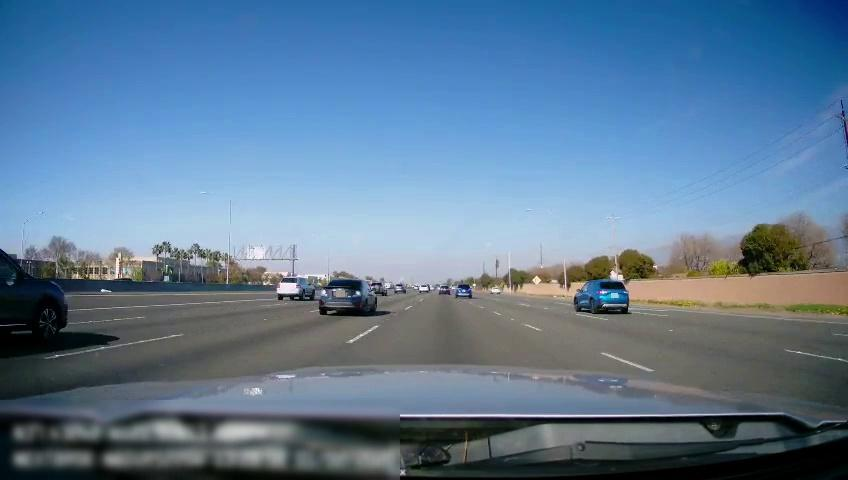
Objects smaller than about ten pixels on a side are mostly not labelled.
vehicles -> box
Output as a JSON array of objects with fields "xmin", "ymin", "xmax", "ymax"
[
  {"xmin": 455, "ymin": 284, "xmax": 473, "ymax": 299},
  {"xmin": 0, "ymin": 247, "xmax": 69, "ymax": 344},
  {"xmin": 489, "ymin": 287, "xmax": 501, "ymax": 295},
  {"xmin": 394, "ymin": 283, "xmax": 407, "ymax": 294},
  {"xmin": 573, "ymin": 279, "xmax": 630, "ymax": 315},
  {"xmin": 418, "ymin": 283, "xmax": 430, "ymax": 294},
  {"xmin": 369, "ymin": 282, "xmax": 388, "ymax": 297},
  {"xmin": 113, "ymin": 277, "xmax": 133, "ymax": 282},
  {"xmin": 438, "ymin": 285, "xmax": 451, "ymax": 296},
  {"xmin": 276, "ymin": 276, "xmax": 316, "ymax": 302},
  {"xmin": 317, "ymin": 279, "xmax": 378, "ymax": 317}
]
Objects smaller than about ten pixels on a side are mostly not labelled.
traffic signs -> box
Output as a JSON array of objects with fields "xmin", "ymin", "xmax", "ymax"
[{"xmin": 532, "ymin": 274, "xmax": 542, "ymax": 286}]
